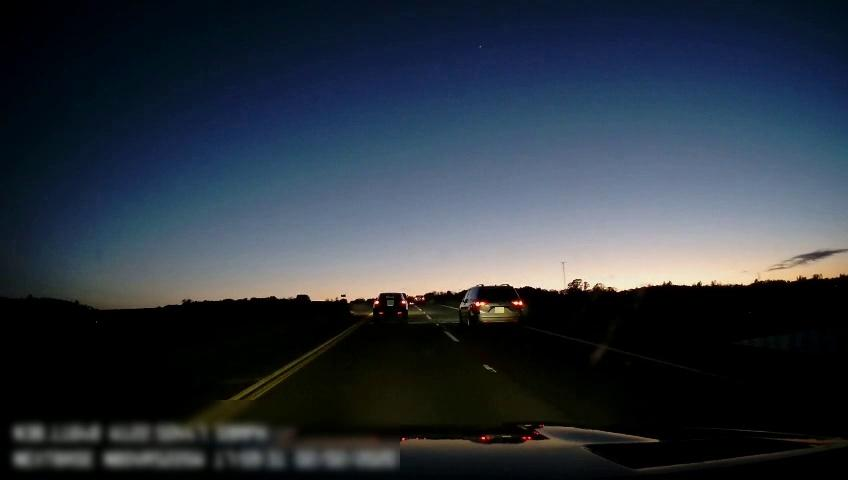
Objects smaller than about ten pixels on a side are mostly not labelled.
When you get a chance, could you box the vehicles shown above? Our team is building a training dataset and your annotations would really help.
[374,292,409,319]
[458,283,525,329]
[414,295,425,305]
